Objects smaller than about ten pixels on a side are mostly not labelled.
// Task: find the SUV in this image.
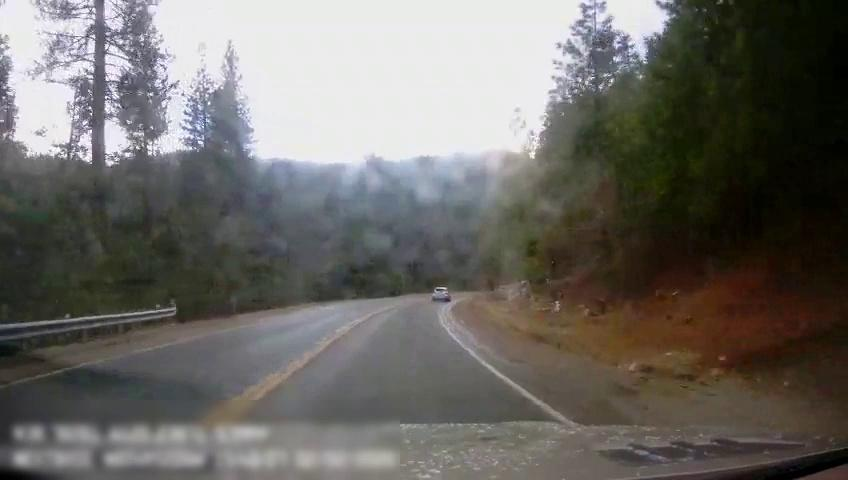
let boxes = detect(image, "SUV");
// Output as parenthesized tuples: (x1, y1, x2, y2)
(431, 286, 452, 301)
